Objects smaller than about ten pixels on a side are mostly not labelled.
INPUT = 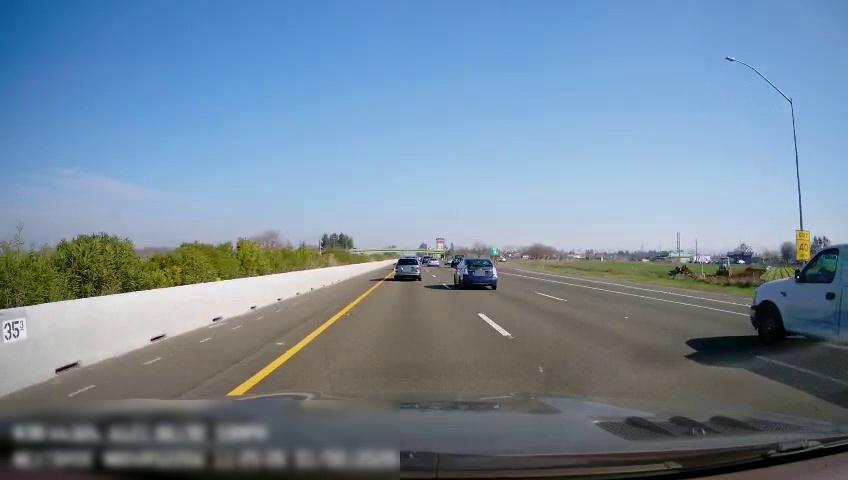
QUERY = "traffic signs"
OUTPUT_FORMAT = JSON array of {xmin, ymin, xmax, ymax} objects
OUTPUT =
[{"xmin": 795, "ymin": 229, "xmax": 810, "ymax": 261}]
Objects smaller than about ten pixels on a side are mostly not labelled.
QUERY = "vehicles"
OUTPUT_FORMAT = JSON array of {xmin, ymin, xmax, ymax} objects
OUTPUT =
[
  {"xmin": 452, "ymin": 257, "xmax": 498, "ymax": 291},
  {"xmin": 393, "ymin": 257, "xmax": 422, "ymax": 281},
  {"xmin": 451, "ymin": 254, "xmax": 465, "ymax": 267},
  {"xmin": 427, "ymin": 257, "xmax": 441, "ymax": 268},
  {"xmin": 748, "ymin": 244, "xmax": 848, "ymax": 350}
]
